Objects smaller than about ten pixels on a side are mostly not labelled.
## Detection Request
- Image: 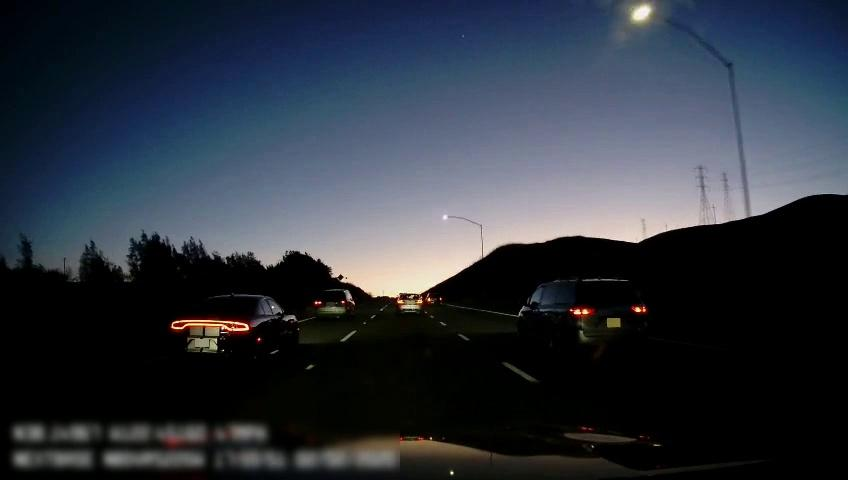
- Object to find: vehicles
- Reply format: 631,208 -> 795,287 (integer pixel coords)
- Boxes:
514,278 -> 650,358
314,288 -> 356,322
167,292 -> 301,371
424,292 -> 443,305
394,293 -> 424,319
